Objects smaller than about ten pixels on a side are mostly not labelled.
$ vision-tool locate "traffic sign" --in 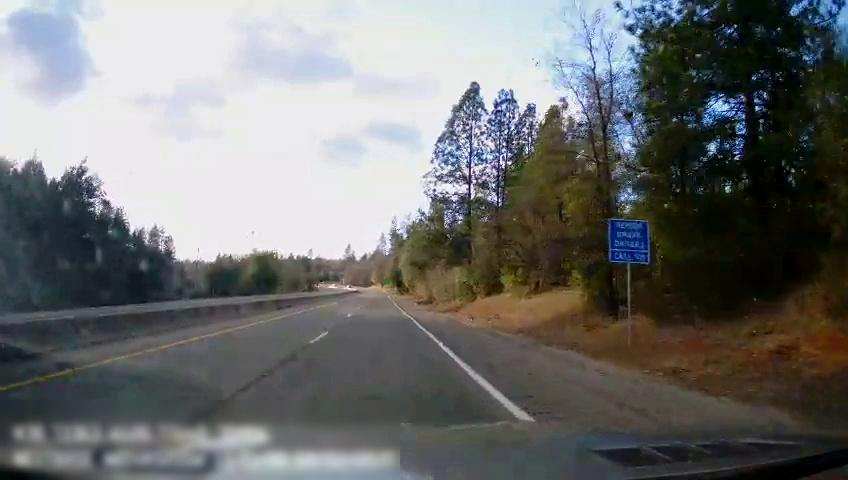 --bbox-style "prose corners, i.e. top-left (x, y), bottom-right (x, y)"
top-left (607, 217), bottom-right (651, 264)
